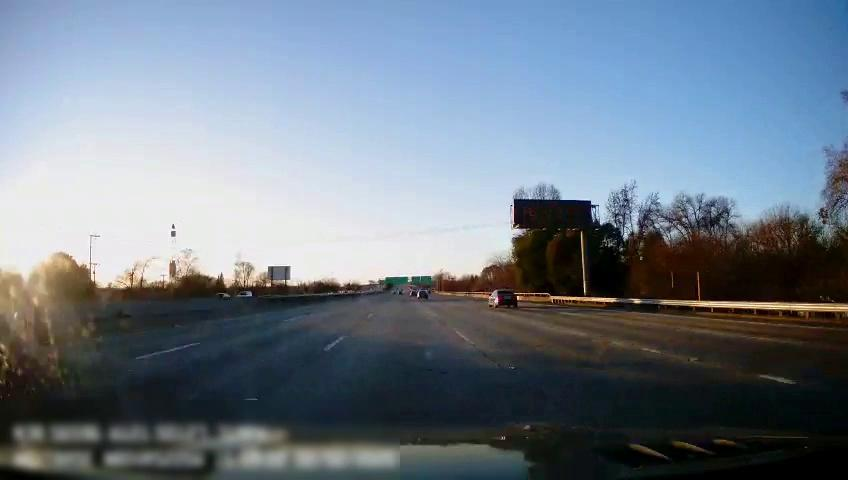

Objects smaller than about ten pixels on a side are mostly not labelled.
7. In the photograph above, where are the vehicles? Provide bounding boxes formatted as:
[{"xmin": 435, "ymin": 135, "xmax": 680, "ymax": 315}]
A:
[
  {"xmin": 235, "ymin": 291, "xmax": 253, "ymax": 297},
  {"xmin": 215, "ymin": 293, "xmax": 231, "ymax": 298},
  {"xmin": 417, "ymin": 290, "xmax": 428, "ymax": 300},
  {"xmin": 488, "ymin": 289, "xmax": 518, "ymax": 311}
]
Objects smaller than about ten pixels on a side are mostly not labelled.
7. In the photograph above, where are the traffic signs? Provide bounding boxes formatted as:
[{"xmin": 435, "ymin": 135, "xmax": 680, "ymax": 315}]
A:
[
  {"xmin": 385, "ymin": 277, "xmax": 409, "ymax": 284},
  {"xmin": 421, "ymin": 275, "xmax": 433, "ymax": 285}
]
